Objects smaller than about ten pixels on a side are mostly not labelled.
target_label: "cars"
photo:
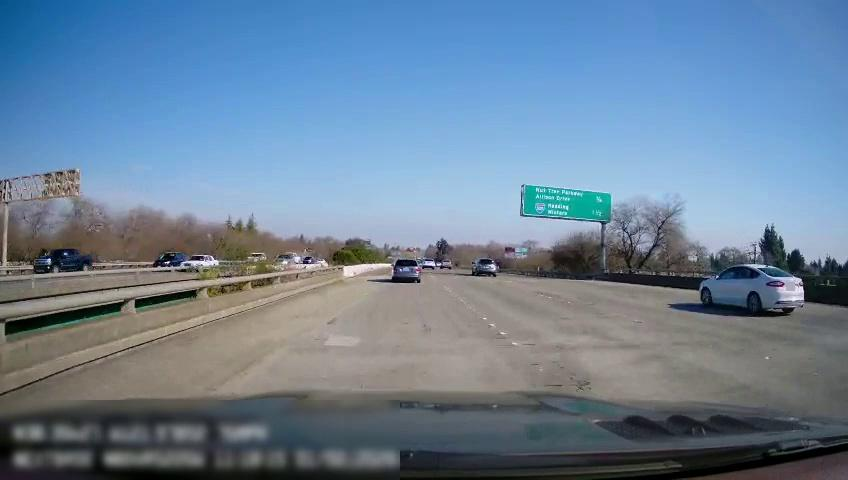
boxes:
[152,252,187,272]
[180,254,219,272]
[272,254,297,265]
[247,252,267,262]
[699,263,805,316]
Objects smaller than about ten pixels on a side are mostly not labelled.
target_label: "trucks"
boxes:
[438,261,451,270]
[32,248,94,274]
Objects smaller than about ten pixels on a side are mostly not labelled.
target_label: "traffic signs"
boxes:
[521,184,612,222]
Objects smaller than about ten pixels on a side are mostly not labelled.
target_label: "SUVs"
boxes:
[302,256,316,265]
[471,257,497,277]
[421,259,435,270]
[391,259,421,283]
